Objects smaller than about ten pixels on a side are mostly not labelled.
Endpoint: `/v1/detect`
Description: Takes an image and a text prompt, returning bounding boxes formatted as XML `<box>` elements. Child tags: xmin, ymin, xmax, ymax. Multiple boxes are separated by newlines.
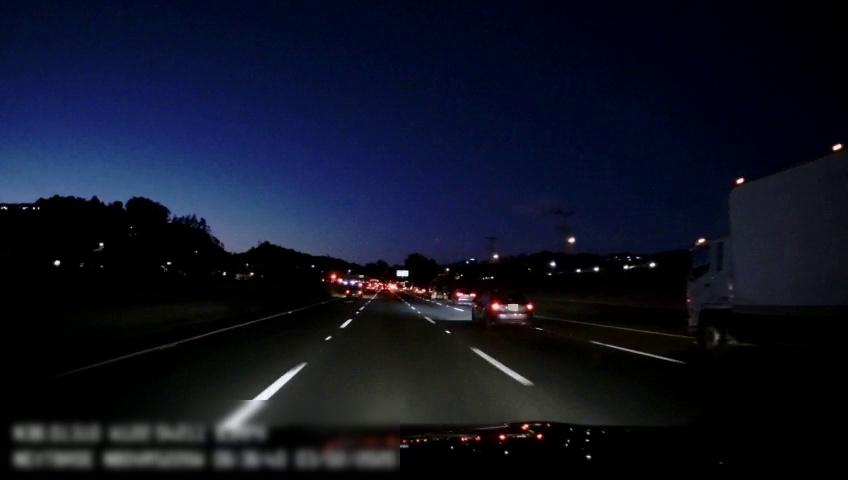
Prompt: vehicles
<box><xmin>683</xmin><ymin>148</ymin><xmax>848</xmax><ymax>358</ymax></box>
<box><xmin>345</xmin><ymin>285</ymin><xmax>363</xmax><ymax>299</ymax></box>
<box><xmin>472</xmin><ymin>289</ymin><xmax>536</xmax><ymax>330</ymax></box>
<box><xmin>454</xmin><ymin>287</ymin><xmax>475</xmax><ymax>303</ymax></box>
<box><xmin>431</xmin><ymin>286</ymin><xmax>448</xmax><ymax>299</ymax></box>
